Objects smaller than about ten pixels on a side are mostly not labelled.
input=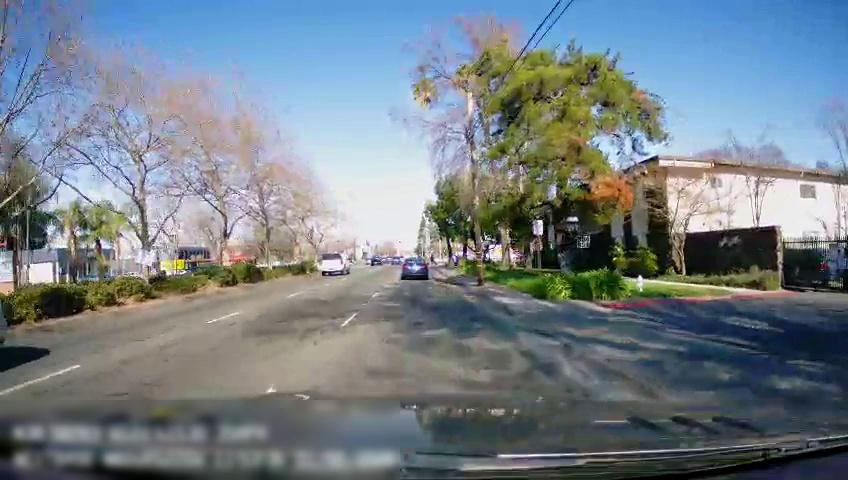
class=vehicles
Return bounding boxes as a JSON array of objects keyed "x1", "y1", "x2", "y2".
[
  {"x1": 371, "y1": 256, "x2": 383, "y2": 265},
  {"x1": 401, "y1": 256, "x2": 429, "y2": 280},
  {"x1": 319, "y1": 250, "x2": 352, "y2": 276}
]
